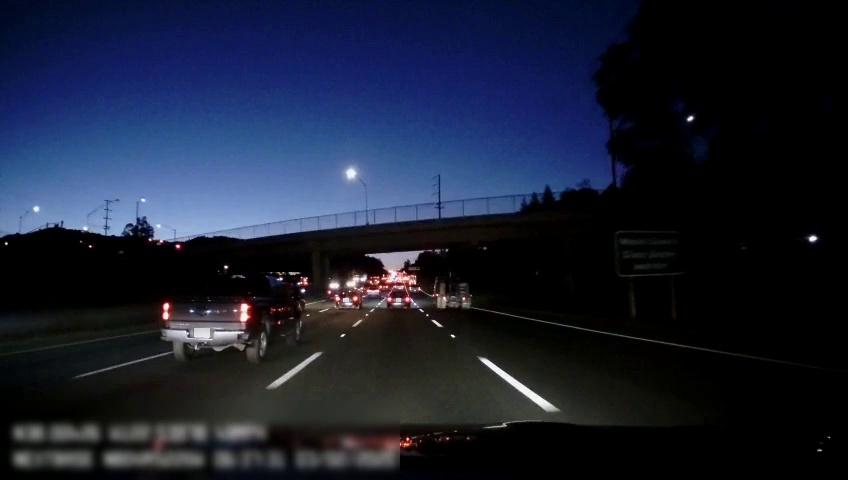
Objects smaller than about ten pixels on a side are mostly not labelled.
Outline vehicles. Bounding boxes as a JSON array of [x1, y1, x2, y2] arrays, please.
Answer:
[[160, 276, 304, 362], [386, 288, 412, 310], [334, 287, 362, 311], [432, 279, 471, 310], [365, 286, 381, 300]]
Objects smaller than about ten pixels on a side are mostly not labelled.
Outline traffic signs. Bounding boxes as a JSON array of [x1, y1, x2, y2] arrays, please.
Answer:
[[615, 228, 684, 278]]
